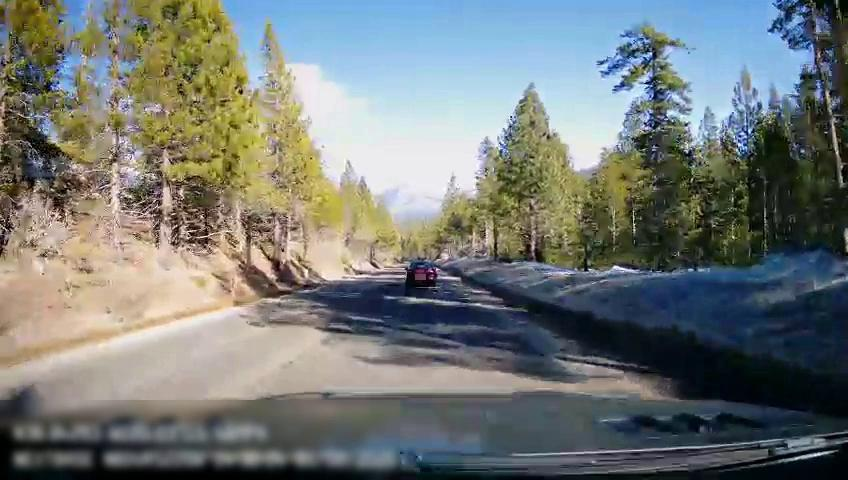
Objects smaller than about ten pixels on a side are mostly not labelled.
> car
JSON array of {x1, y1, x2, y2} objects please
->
[{"x1": 404, "y1": 258, "x2": 441, "y2": 287}]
